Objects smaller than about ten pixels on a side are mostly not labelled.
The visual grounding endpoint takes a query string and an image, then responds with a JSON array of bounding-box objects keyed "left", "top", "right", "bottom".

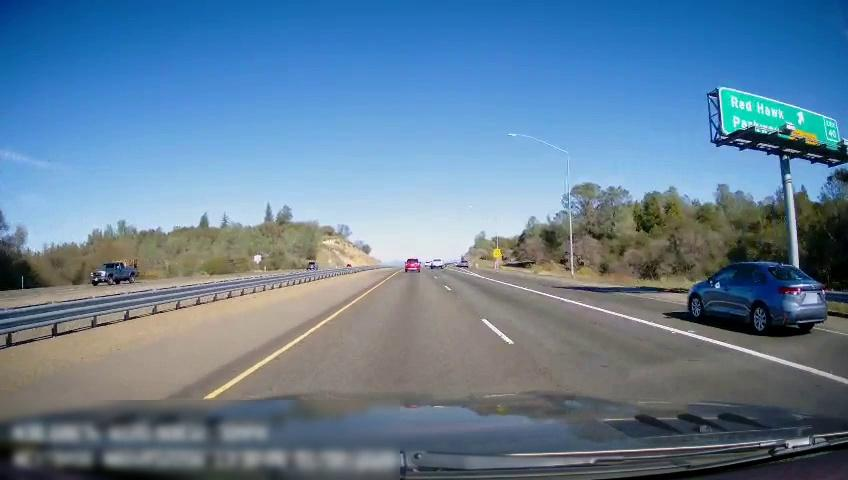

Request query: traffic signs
[
  {"left": 493, "top": 248, "right": 501, "bottom": 259},
  {"left": 718, "top": 87, "right": 841, "bottom": 153}
]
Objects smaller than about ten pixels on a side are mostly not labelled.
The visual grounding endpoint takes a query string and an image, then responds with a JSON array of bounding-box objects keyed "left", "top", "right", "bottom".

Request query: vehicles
[
  {"left": 687, "top": 262, "right": 828, "bottom": 335},
  {"left": 405, "top": 259, "right": 422, "bottom": 273},
  {"left": 305, "top": 261, "right": 320, "bottom": 271},
  {"left": 431, "top": 259, "right": 442, "bottom": 268},
  {"left": 88, "top": 260, "right": 139, "bottom": 286}
]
